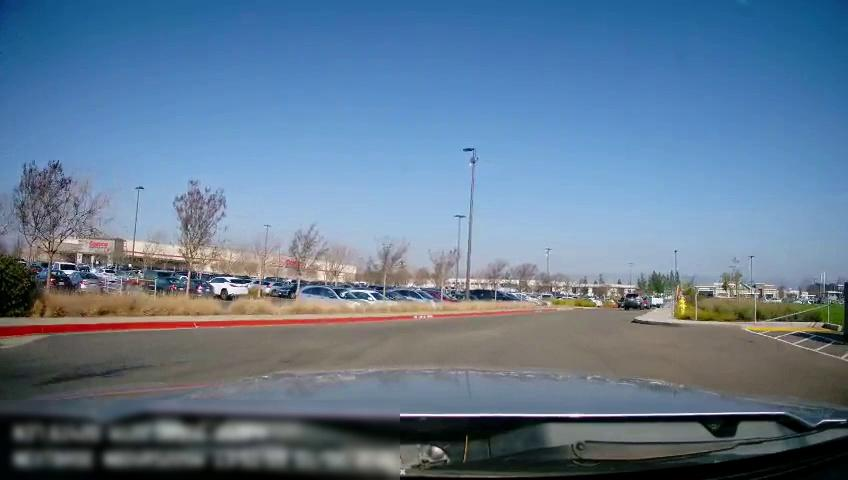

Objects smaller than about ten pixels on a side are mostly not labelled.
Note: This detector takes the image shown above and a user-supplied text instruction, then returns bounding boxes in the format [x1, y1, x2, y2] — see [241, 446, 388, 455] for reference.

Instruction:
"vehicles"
[623, 294, 645, 312]
[842, 287, 848, 335]
[616, 296, 625, 310]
